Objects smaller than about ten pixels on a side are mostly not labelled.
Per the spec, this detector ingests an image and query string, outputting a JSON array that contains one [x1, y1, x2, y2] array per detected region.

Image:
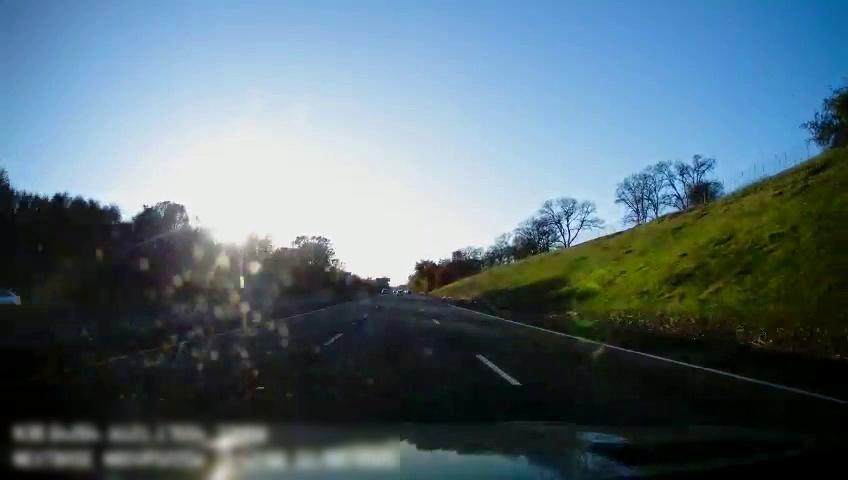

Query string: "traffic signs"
[[377, 278, 391, 283], [344, 272, 353, 286]]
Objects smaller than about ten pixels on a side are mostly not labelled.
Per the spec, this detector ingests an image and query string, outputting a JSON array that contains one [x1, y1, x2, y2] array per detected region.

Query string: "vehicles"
[[395, 290, 404, 297], [380, 288, 393, 296], [0, 287, 21, 306]]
